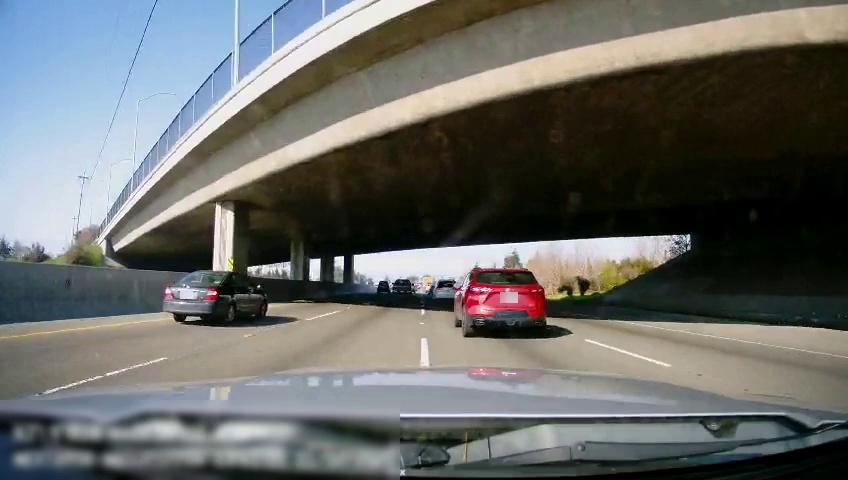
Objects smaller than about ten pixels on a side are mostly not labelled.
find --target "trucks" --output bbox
[391,278,414,297]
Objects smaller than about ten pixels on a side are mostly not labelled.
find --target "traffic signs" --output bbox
[225,255,232,269]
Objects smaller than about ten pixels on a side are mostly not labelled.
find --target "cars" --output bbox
[161,269,269,326]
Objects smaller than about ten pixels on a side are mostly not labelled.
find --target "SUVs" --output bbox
[431,279,458,305]
[450,268,547,339]
[376,280,392,294]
